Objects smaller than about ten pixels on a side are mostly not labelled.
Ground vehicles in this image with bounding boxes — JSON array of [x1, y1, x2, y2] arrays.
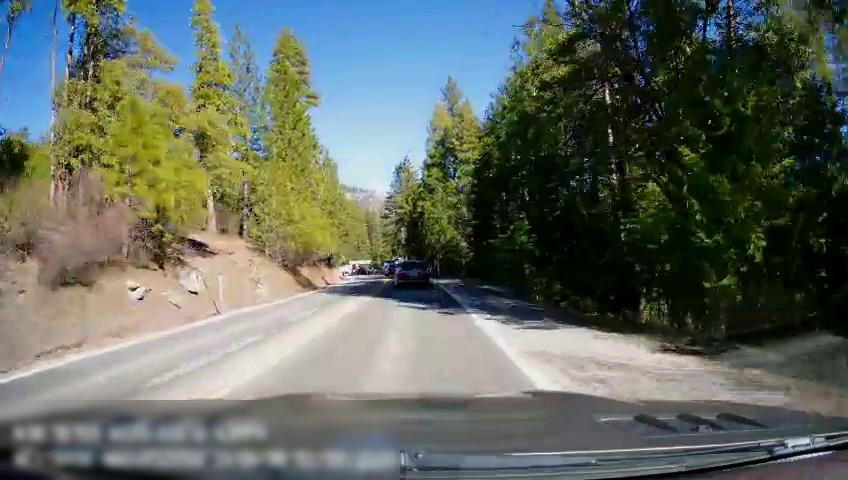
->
[[391, 261, 430, 289], [384, 263, 398, 277], [356, 266, 368, 276]]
